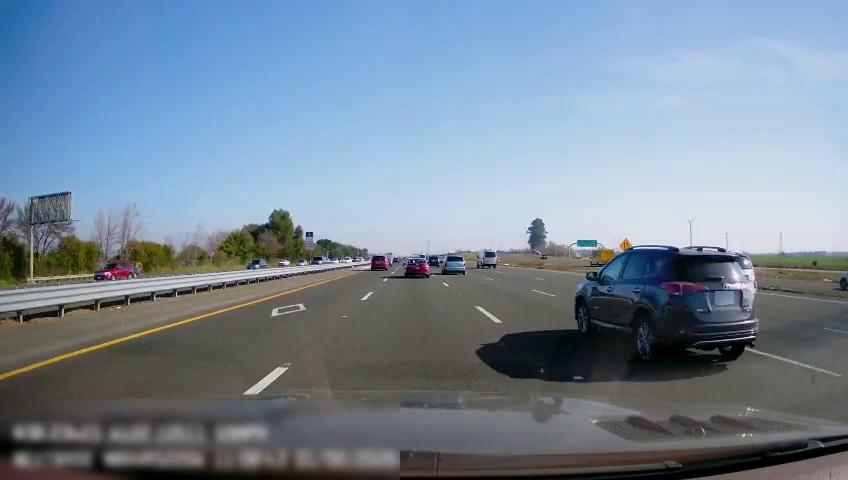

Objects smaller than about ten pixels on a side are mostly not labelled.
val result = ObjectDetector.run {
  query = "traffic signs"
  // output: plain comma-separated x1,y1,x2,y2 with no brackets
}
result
576,239,599,248
619,238,633,251
305,231,314,250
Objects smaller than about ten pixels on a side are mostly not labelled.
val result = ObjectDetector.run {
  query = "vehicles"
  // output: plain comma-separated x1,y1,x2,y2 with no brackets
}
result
246,258,268,270
93,261,142,281
589,248,617,268
838,271,848,290
727,250,759,298
440,255,466,276
339,256,355,263
296,259,309,267
573,243,762,363
370,255,390,272
402,258,431,279
427,256,440,268
277,258,290,267
476,248,498,270
310,255,329,266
